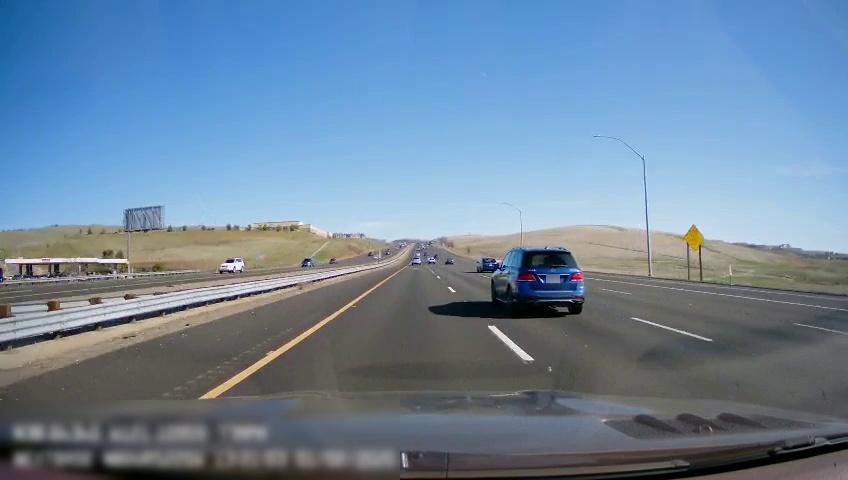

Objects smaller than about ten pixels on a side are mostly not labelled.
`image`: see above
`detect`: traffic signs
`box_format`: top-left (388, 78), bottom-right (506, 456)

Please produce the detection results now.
top-left (683, 223), bottom-right (705, 252)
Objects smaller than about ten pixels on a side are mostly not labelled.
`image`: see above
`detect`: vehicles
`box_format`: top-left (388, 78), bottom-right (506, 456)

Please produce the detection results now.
top-left (218, 257), bottom-right (244, 273)
top-left (300, 257), bottom-right (313, 267)
top-left (489, 247), bottom-right (586, 315)
top-left (411, 256), bottom-right (422, 265)
top-left (476, 258), bottom-right (498, 272)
